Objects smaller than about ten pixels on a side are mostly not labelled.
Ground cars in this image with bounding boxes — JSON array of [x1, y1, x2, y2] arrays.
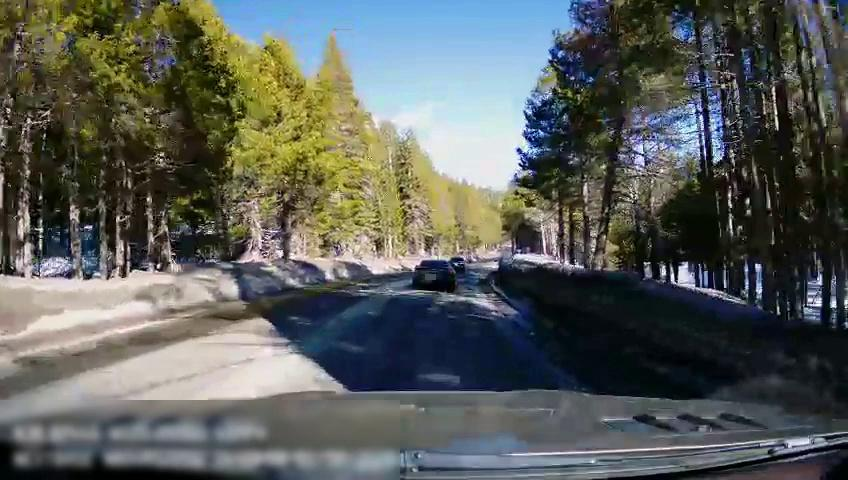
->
[[413, 259, 457, 290], [446, 257, 468, 273]]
